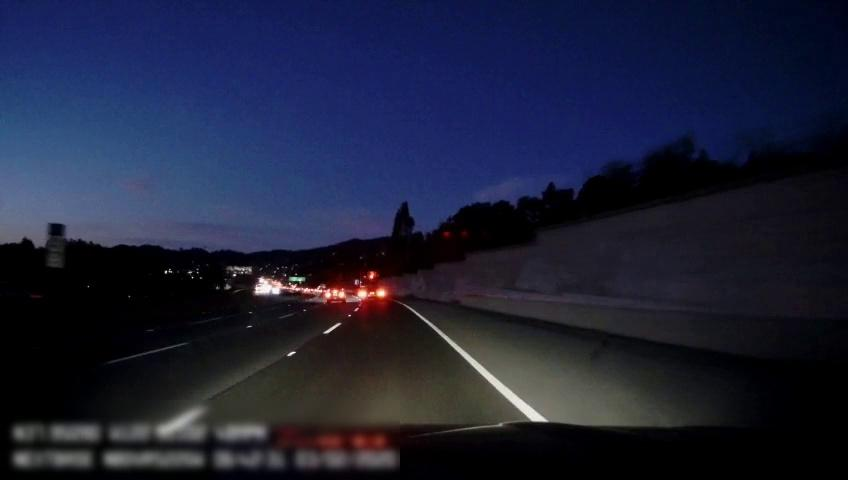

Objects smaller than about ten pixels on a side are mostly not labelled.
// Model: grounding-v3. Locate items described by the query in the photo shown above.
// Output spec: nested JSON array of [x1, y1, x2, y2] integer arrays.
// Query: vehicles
[[326, 288, 347, 305], [358, 271, 391, 306]]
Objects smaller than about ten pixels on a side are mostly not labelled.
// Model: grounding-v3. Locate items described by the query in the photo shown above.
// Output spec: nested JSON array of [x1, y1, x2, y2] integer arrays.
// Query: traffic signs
[[46, 223, 64, 266]]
